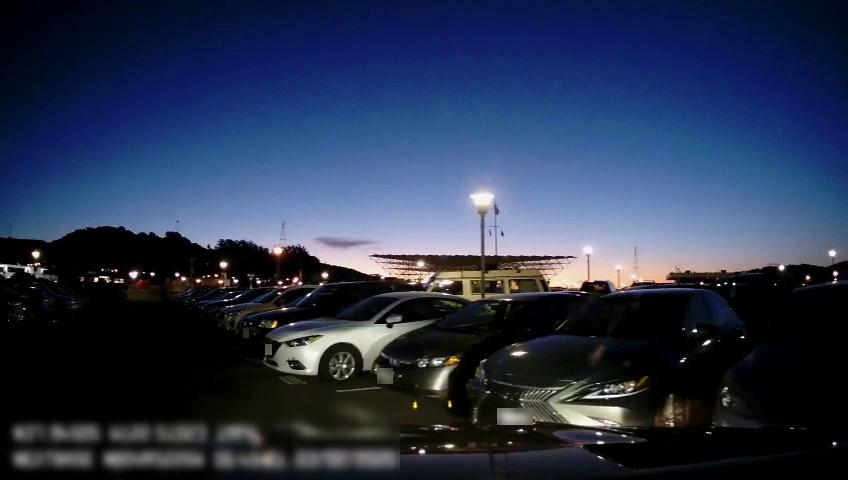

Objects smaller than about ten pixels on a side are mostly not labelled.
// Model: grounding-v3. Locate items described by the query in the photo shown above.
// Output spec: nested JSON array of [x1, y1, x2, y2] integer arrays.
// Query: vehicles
[[715, 278, 848, 437], [200, 287, 277, 323], [27, 282, 81, 314], [50, 283, 91, 306], [424, 268, 552, 303], [579, 279, 617, 297], [217, 285, 321, 335], [370, 290, 604, 417], [13, 281, 80, 314], [260, 291, 474, 388], [239, 280, 394, 348], [2, 283, 50, 311], [0, 283, 27, 335], [466, 287, 752, 428]]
